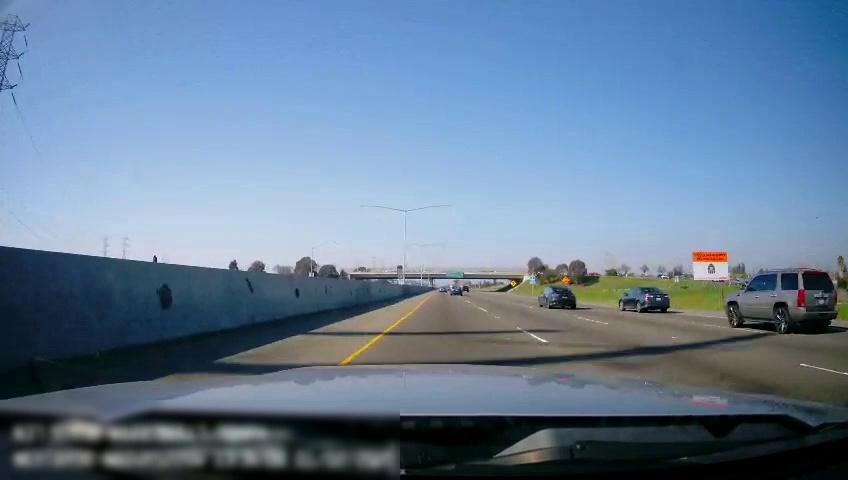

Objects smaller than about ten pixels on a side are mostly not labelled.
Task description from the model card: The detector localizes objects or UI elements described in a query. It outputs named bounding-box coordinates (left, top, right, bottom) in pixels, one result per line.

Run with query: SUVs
left=724, top=271, right=838, bottom=334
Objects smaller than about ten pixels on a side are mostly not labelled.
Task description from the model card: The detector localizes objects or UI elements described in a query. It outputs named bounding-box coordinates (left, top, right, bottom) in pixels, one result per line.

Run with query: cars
left=617, top=286, right=670, bottom=314
left=450, top=286, right=462, bottom=296
left=538, top=284, right=577, bottom=310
